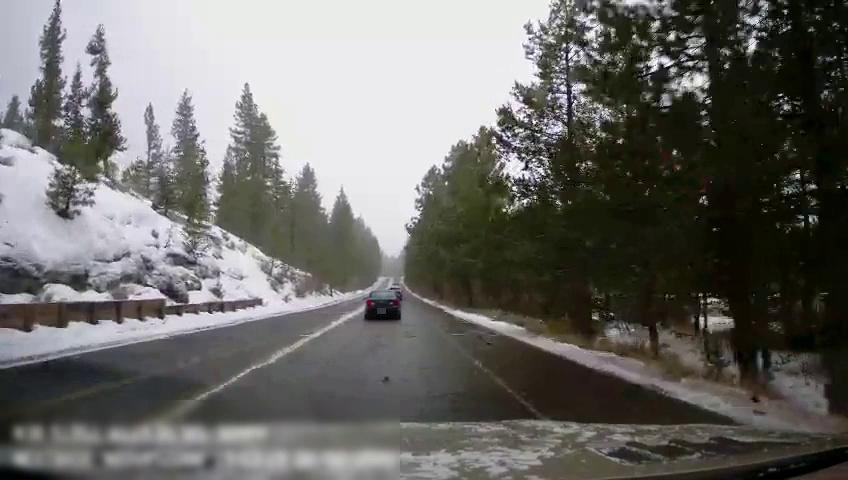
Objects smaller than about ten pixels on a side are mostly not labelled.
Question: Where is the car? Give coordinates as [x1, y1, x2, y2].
[363, 289, 402, 321]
